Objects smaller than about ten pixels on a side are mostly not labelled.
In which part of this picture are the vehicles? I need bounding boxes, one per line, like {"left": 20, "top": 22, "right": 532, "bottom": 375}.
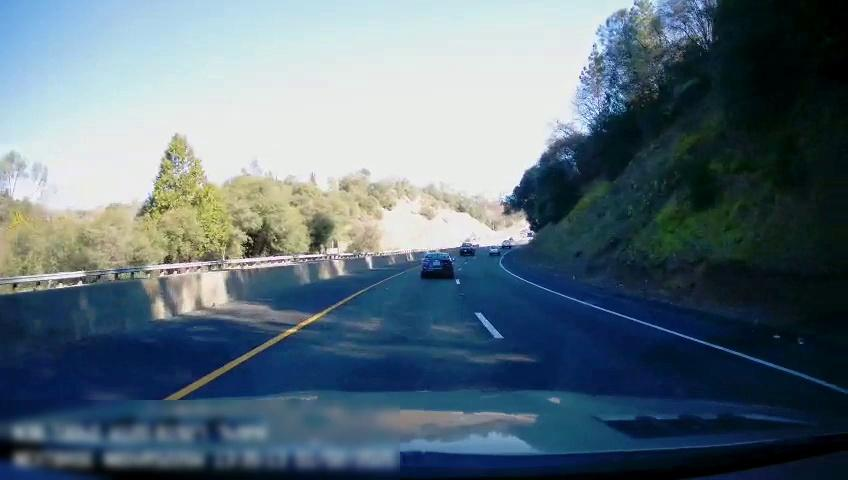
{"left": 459, "top": 241, "right": 476, "bottom": 255}
{"left": 490, "top": 246, "right": 501, "bottom": 255}
{"left": 501, "top": 239, "right": 513, "bottom": 249}
{"left": 419, "top": 252, "right": 456, "bottom": 280}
